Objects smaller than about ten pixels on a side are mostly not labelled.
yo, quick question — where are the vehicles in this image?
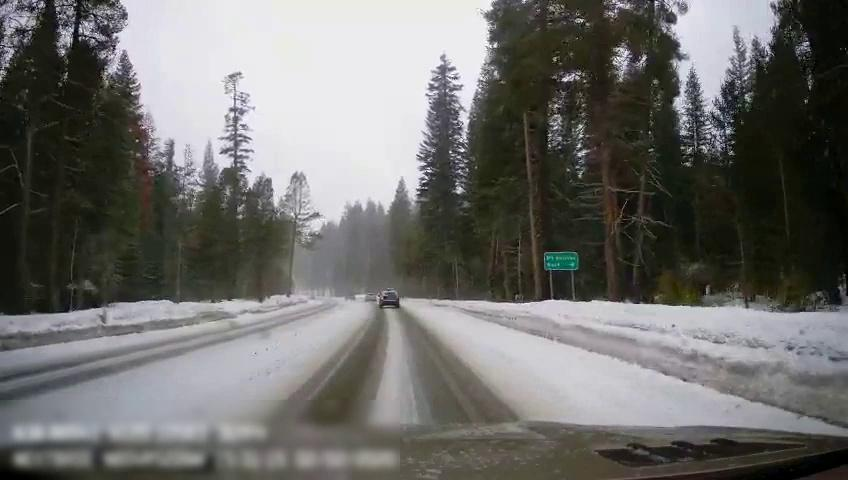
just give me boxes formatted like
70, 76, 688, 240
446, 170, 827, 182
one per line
365, 293, 377, 302
378, 287, 400, 309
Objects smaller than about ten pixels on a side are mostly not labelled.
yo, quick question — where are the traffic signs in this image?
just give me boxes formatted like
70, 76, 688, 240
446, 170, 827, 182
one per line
543, 251, 580, 271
